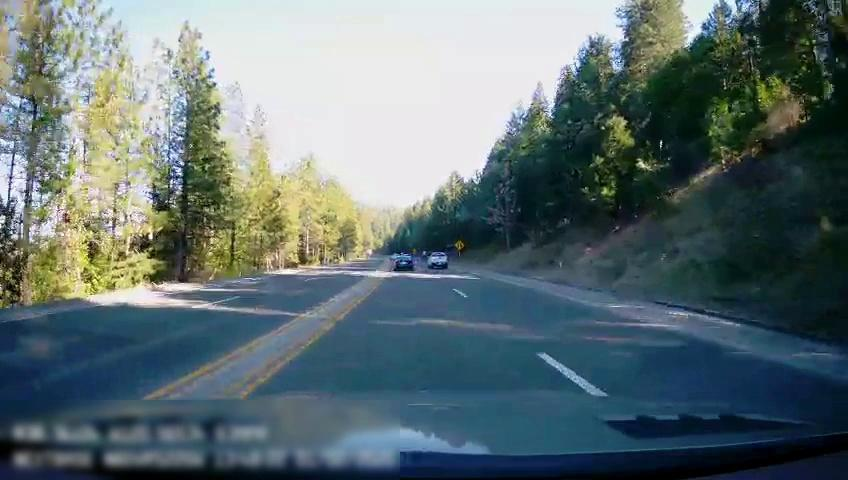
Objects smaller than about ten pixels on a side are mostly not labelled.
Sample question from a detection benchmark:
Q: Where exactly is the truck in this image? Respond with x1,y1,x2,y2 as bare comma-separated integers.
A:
426,252,449,271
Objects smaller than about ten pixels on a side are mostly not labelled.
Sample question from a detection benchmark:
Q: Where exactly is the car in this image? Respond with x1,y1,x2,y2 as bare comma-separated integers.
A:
391,251,416,272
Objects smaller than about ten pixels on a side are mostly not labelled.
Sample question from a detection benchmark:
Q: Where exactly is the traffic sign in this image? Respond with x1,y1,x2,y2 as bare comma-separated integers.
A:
455,239,465,251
